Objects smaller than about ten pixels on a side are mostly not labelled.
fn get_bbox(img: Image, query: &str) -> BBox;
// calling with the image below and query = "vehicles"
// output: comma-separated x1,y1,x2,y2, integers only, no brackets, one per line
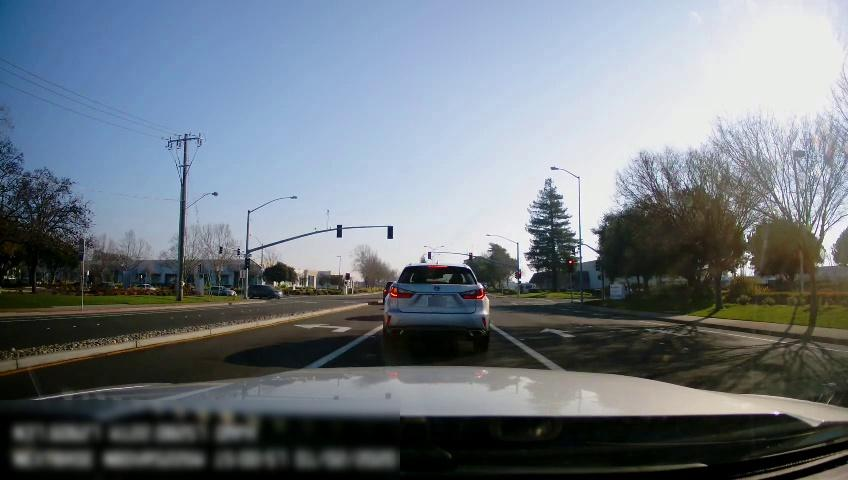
208,285,238,297
383,263,490,351
248,285,283,299
382,280,396,305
